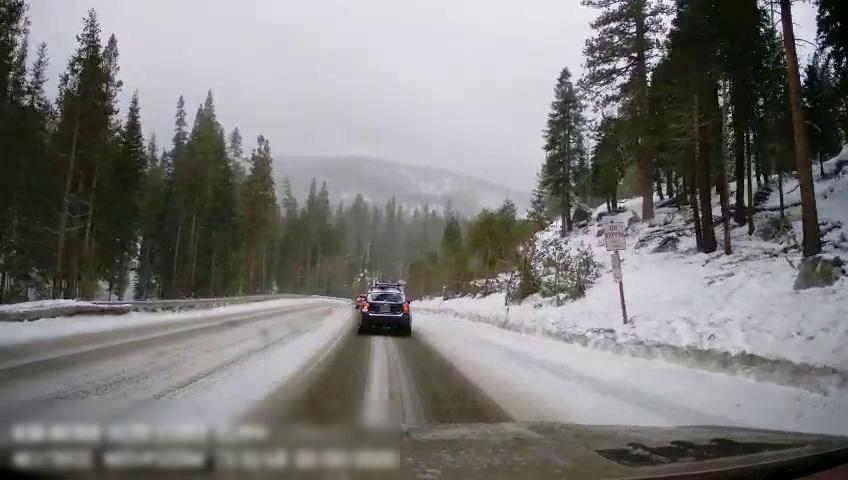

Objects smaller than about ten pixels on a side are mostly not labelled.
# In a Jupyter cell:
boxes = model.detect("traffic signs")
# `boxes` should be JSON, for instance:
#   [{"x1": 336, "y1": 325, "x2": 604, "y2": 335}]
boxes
[
  {"x1": 610, "y1": 253, "x2": 623, "y2": 283},
  {"x1": 603, "y1": 221, "x2": 626, "y2": 252}
]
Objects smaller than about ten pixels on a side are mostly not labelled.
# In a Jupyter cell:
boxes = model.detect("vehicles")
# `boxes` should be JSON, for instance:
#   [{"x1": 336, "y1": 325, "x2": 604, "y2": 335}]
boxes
[
  {"x1": 355, "y1": 294, "x2": 370, "y2": 310},
  {"x1": 359, "y1": 281, "x2": 412, "y2": 335}
]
